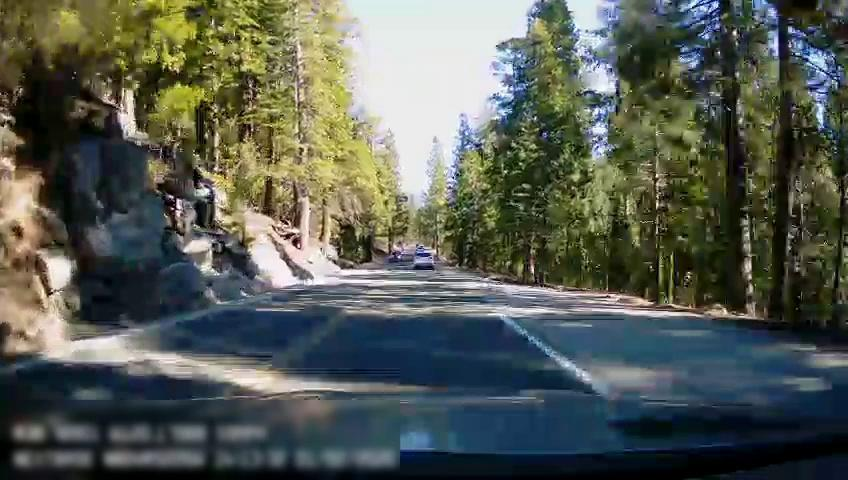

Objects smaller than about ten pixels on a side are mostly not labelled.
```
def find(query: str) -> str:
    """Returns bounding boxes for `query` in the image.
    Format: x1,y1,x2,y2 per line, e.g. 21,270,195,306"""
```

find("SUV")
411,250,435,271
